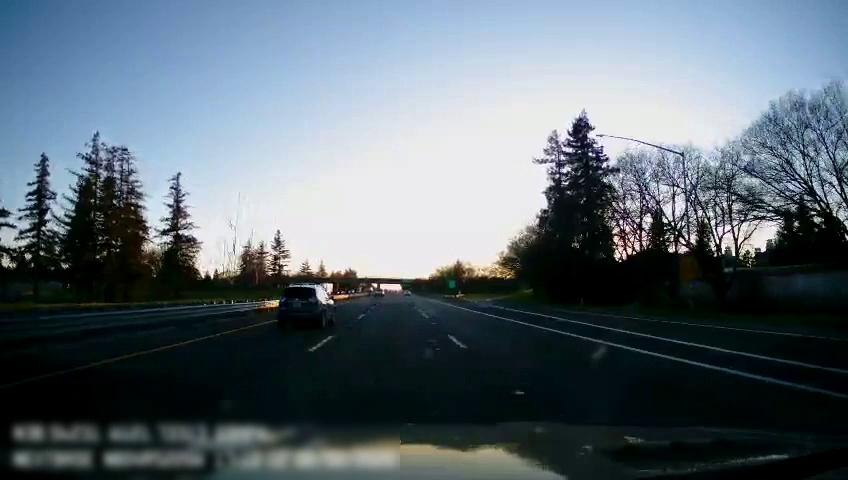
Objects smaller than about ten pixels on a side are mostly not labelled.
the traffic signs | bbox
[448,280,459,289]
[680,256,703,281]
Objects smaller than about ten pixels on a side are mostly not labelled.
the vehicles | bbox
[374,289,385,298]
[278,285,338,331]
[314,283,334,297]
